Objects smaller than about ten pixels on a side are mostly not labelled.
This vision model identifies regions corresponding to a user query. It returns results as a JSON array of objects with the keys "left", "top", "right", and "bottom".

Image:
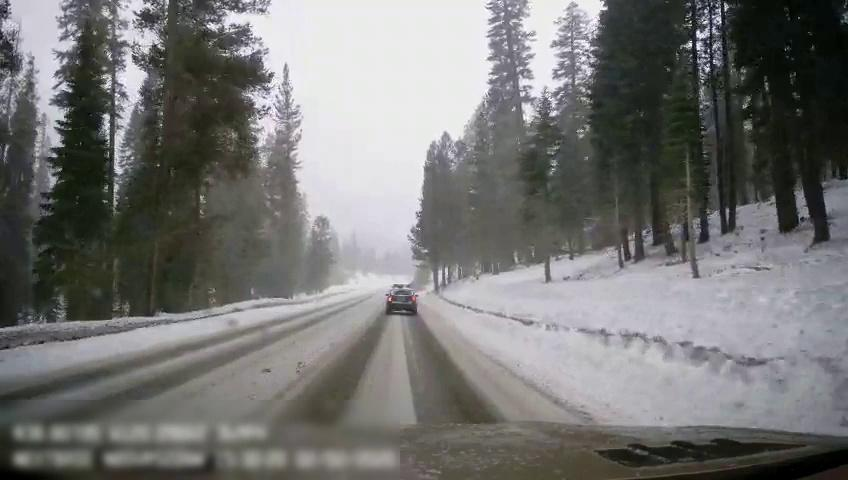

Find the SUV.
[{"left": 385, "top": 283, "right": 419, "bottom": 316}]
